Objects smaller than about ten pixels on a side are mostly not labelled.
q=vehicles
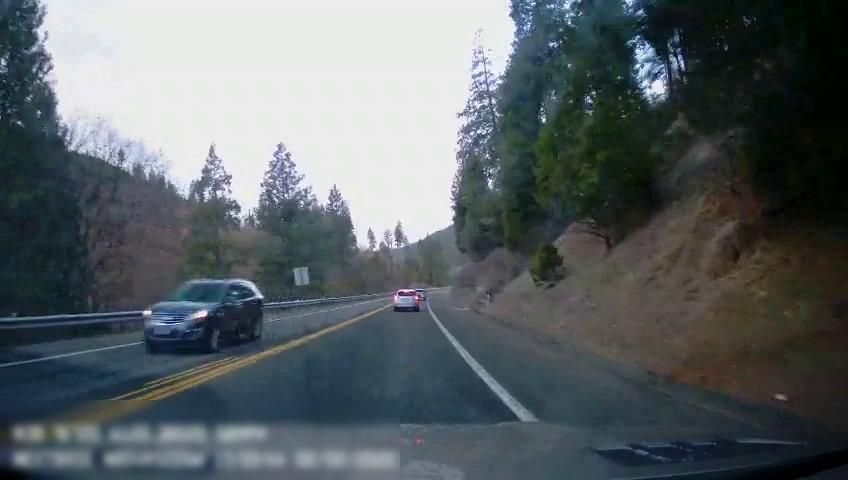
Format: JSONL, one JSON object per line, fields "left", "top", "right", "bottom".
{"left": 142, "top": 279, "right": 264, "bottom": 354}
{"left": 393, "top": 288, "right": 420, "bottom": 312}
{"left": 416, "top": 289, "right": 427, "bottom": 301}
